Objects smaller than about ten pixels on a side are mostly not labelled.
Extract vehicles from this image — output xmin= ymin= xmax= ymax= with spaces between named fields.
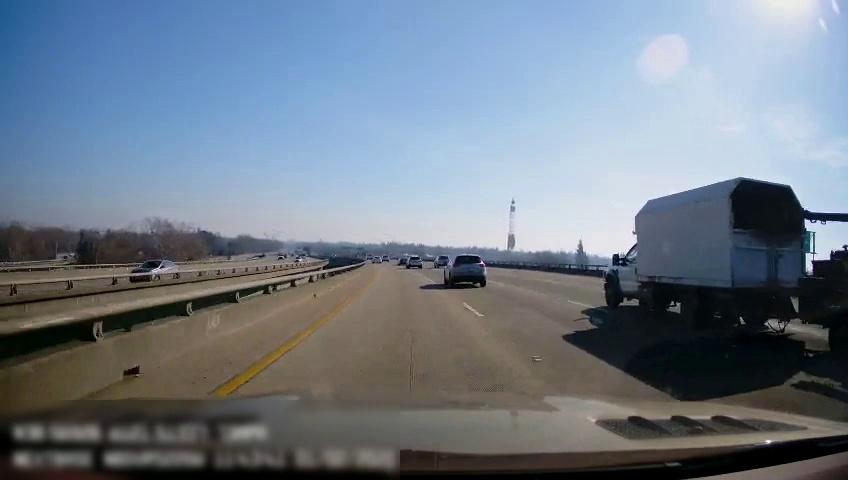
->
xmin=405 ymin=255 xmax=422 ymax=270
xmin=433 ymin=255 xmax=450 ymax=269
xmin=443 ymin=254 xmax=488 ymax=288
xmin=371 ymin=256 xmax=382 ymax=264
xmin=397 ymin=257 xmax=408 ymax=267
xmin=128 ymin=258 xmax=181 ymax=284
xmin=603 ymin=175 xmax=848 ymax=357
